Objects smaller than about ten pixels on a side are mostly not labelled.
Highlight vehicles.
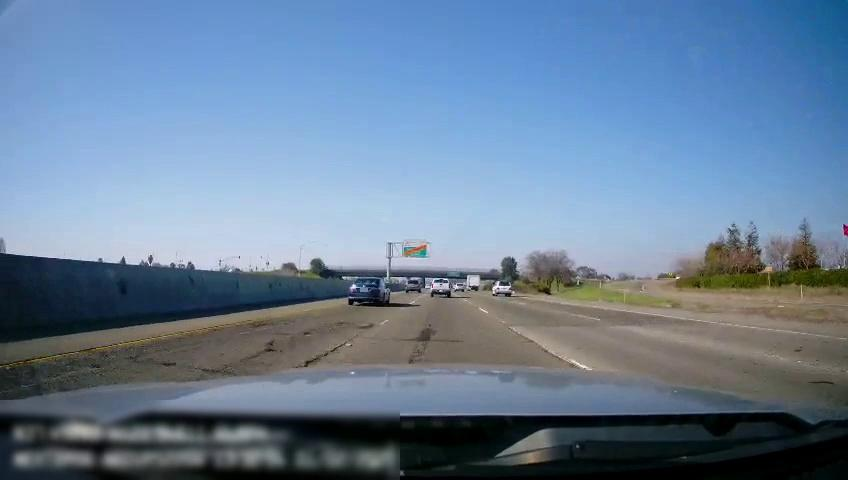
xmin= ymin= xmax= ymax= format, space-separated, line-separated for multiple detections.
xmin=466 ymin=274 xmax=481 ymax=292
xmin=492 ymin=281 xmax=512 ymax=296
xmin=405 ymin=277 xmax=423 ymax=293
xmin=453 ymin=282 xmax=467 ymax=293
xmin=347 ymin=278 xmax=391 ymax=305
xmin=429 ymin=277 xmax=452 ymax=297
